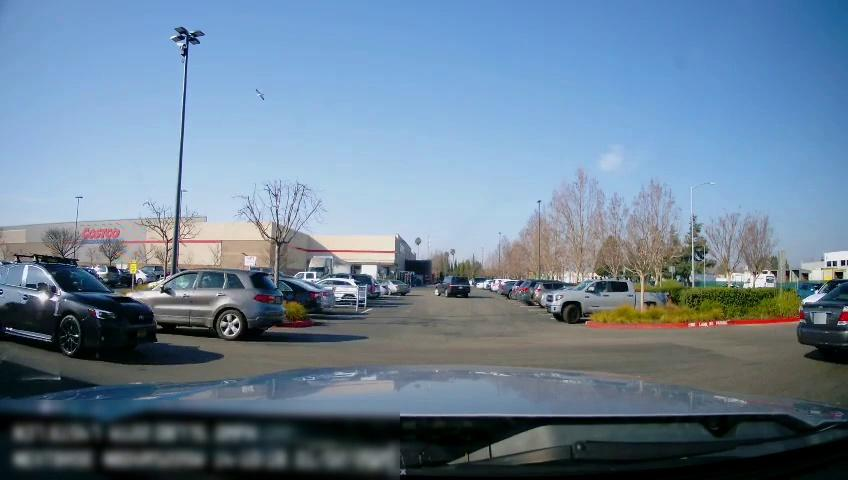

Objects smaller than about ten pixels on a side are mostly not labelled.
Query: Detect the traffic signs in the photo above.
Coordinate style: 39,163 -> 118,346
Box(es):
129,260 -> 138,274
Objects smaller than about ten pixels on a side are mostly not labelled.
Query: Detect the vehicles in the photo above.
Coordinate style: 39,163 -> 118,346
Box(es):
476,277 -> 493,291
487,278 -> 509,295
384,279 -> 412,297
90,264 -> 122,288
542,279 -> 658,327
321,273 -> 380,308
531,282 -> 579,310
797,278 -> 848,351
126,267 -> 289,342
118,268 -> 136,288
147,272 -> 176,289
501,277 -> 524,300
273,275 -> 331,317
326,286 -> 336,308
432,275 -> 472,299
0,252 -> 158,360
515,277 -> 561,307
509,279 -> 525,301
309,253 -> 351,280
291,271 -> 323,283
133,269 -> 149,286
311,277 -> 360,307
